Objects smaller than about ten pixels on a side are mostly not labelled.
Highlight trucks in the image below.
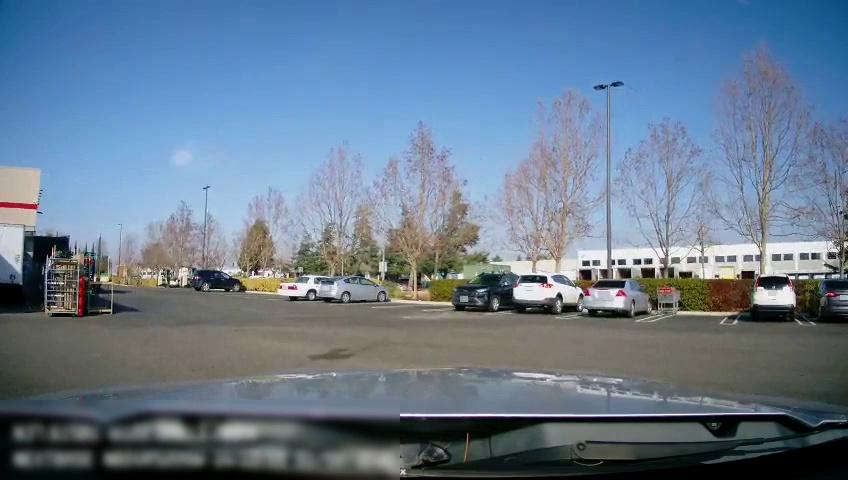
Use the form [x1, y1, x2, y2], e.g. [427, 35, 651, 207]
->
[0, 221, 26, 293]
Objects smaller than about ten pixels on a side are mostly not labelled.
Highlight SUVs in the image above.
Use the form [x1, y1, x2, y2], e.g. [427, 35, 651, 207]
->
[451, 270, 519, 312]
[751, 273, 796, 321]
[512, 271, 585, 315]
[811, 277, 848, 321]
[189, 269, 241, 292]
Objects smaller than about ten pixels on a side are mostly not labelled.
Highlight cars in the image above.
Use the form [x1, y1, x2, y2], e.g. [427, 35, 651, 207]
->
[318, 275, 390, 303]
[583, 278, 654, 318]
[277, 275, 321, 302]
